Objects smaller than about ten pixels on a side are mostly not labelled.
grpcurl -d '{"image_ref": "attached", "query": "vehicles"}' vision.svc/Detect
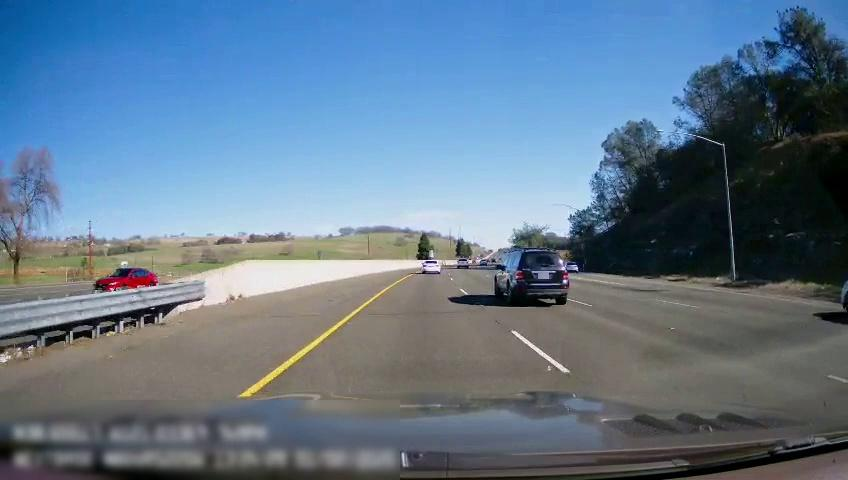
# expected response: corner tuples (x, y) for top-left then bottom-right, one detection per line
(564, 261), (579, 273)
(457, 259), (470, 269)
(94, 266), (160, 295)
(839, 280), (848, 308)
(420, 260), (441, 274)
(494, 248), (570, 306)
